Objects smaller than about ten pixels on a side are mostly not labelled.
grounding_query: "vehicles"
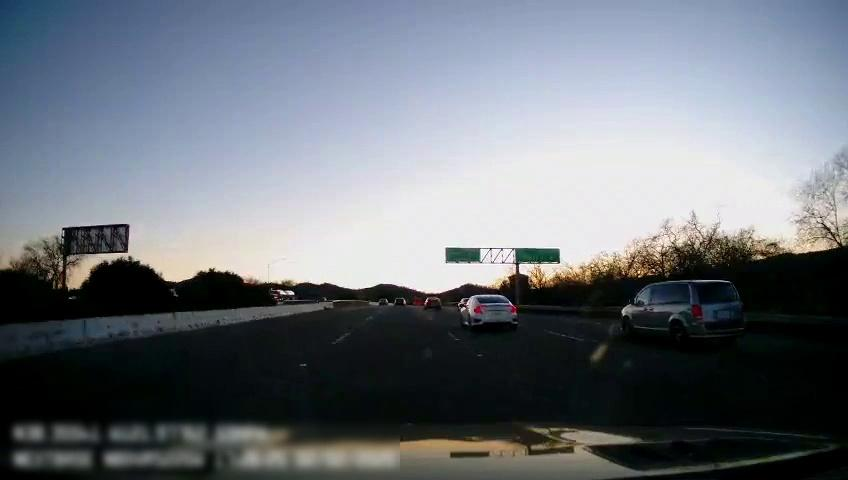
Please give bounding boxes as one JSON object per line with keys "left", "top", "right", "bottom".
{"left": 424, "top": 297, "right": 442, "bottom": 310}
{"left": 460, "top": 294, "right": 518, "bottom": 331}
{"left": 457, "top": 298, "right": 469, "bottom": 312}
{"left": 620, "top": 279, "right": 745, "bottom": 351}
{"left": 268, "top": 290, "right": 296, "bottom": 302}
{"left": 378, "top": 298, "right": 389, "bottom": 307}
{"left": 394, "top": 299, "right": 405, "bottom": 308}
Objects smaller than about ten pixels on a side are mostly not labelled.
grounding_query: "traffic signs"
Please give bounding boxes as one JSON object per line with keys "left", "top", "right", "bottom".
{"left": 515, "top": 248, "right": 560, "bottom": 263}
{"left": 446, "top": 248, "right": 480, "bottom": 262}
